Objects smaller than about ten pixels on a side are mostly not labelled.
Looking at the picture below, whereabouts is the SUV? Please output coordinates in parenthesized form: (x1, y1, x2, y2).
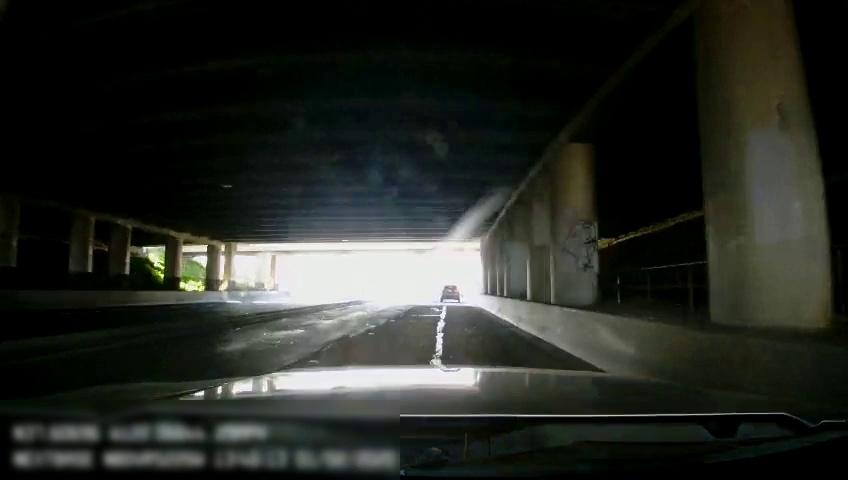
(439, 284, 461, 303)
